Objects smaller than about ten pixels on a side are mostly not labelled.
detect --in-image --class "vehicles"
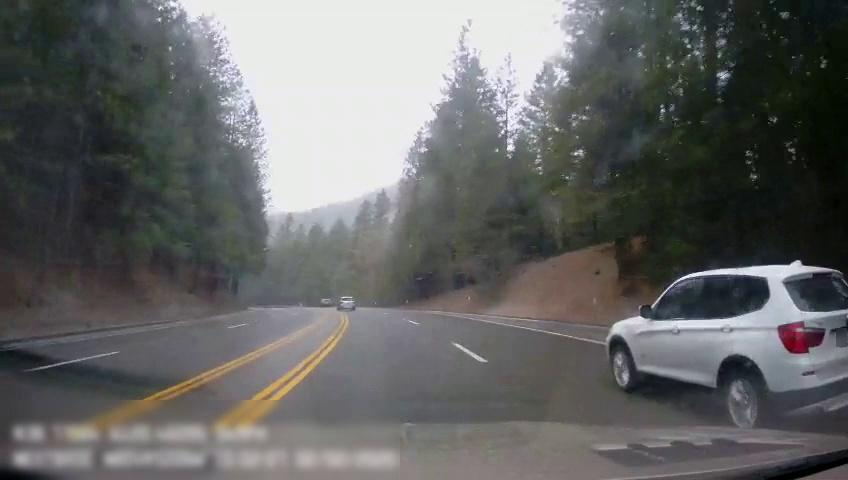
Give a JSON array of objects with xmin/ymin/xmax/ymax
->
[
  {"xmin": 336, "ymin": 296, "xmax": 356, "ymax": 312},
  {"xmin": 319, "ymin": 297, "xmax": 331, "ymax": 307},
  {"xmin": 605, "ymin": 265, "xmax": 848, "ymax": 430}
]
